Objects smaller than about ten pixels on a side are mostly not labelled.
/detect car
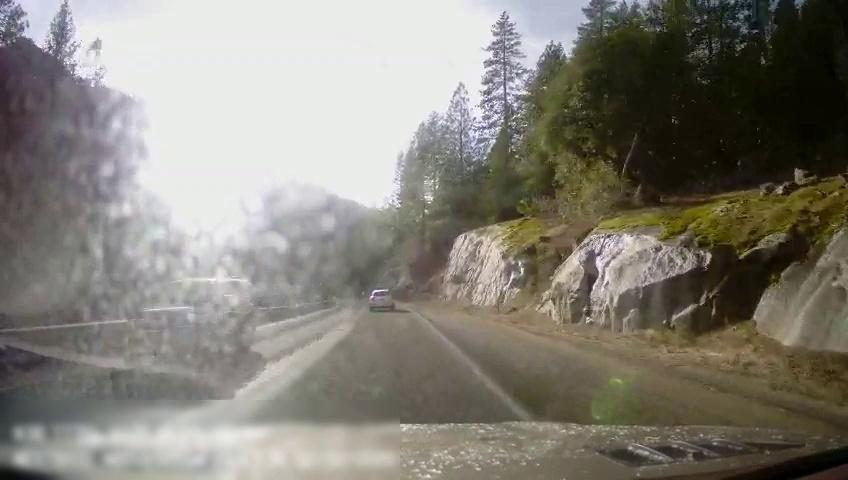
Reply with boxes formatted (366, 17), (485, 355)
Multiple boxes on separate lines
(368, 289), (394, 312)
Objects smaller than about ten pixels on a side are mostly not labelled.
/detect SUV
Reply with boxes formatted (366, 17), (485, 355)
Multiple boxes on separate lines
(138, 277), (256, 361)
